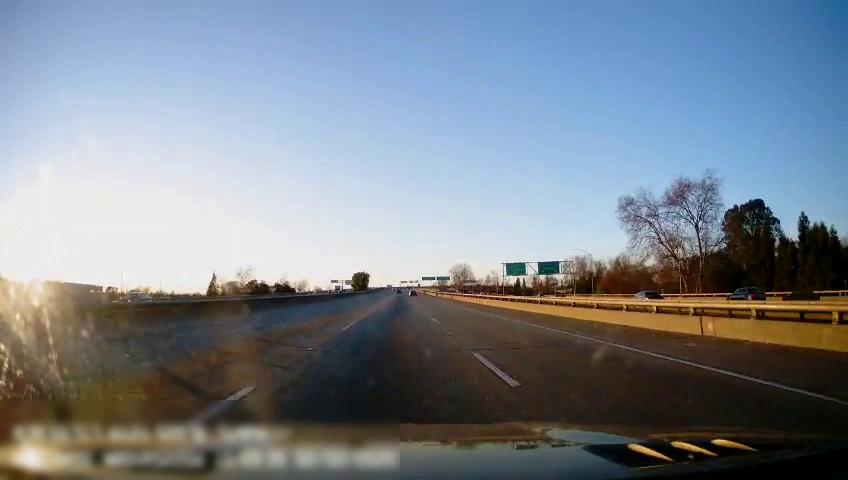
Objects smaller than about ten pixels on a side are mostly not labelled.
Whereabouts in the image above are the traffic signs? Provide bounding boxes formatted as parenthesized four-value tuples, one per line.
(506, 262, 527, 275)
(538, 261, 560, 274)
(422, 277, 436, 280)
(437, 276, 450, 280)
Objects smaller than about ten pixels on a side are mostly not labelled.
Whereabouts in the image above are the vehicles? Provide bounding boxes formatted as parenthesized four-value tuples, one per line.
(726, 287, 766, 304)
(115, 292, 153, 304)
(634, 290, 663, 302)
